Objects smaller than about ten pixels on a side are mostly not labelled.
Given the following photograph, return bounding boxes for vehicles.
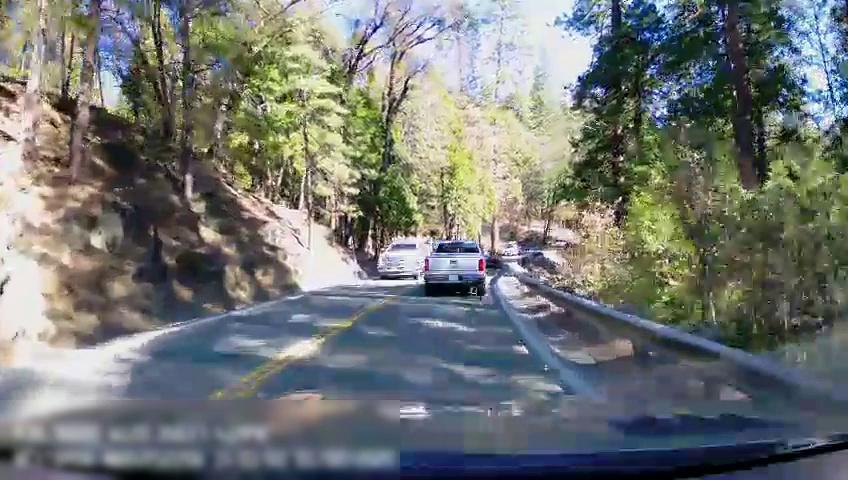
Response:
[377,241,434,280]
[423,240,486,296]
[482,251,500,269]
